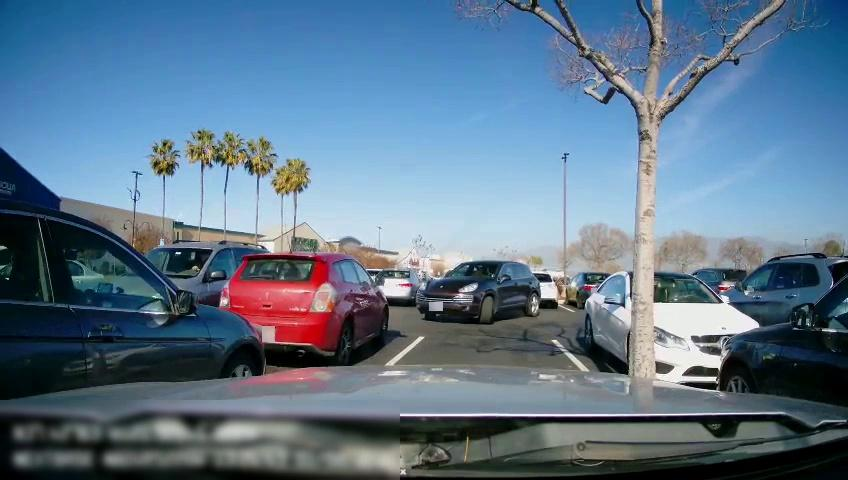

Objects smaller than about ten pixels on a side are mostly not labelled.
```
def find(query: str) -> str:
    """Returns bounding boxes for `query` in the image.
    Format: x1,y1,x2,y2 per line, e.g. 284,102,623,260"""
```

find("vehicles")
374,267,428,307
353,268,397,289
717,272,848,409
564,272,620,310
582,270,768,393
517,272,559,310
218,252,389,367
78,239,280,324
708,252,848,341
685,268,755,302
417,260,541,325
412,274,436,292
0,199,267,402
